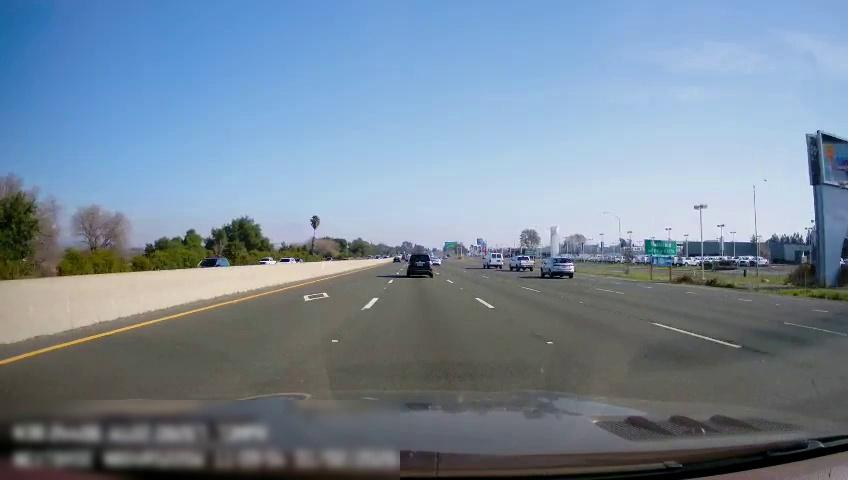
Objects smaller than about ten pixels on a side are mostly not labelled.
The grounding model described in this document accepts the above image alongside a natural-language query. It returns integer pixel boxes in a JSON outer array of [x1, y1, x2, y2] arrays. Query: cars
[[431, 256, 442, 266], [275, 257, 297, 265]]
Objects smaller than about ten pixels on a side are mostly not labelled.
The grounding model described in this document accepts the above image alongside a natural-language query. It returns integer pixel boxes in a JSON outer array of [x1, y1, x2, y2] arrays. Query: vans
[[481, 252, 504, 270]]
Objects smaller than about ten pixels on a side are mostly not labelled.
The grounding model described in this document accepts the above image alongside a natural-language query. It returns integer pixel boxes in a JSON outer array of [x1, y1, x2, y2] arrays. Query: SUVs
[[404, 252, 434, 278], [539, 254, 576, 280], [195, 256, 231, 270]]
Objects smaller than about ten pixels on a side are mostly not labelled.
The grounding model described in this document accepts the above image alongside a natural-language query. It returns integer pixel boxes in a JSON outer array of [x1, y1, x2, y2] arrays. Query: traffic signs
[[444, 241, 458, 248], [650, 256, 673, 267], [644, 239, 677, 257]]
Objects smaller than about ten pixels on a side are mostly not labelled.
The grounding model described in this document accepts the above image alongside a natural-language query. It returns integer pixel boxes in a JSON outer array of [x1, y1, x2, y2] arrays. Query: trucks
[[509, 255, 535, 272], [259, 256, 277, 266]]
